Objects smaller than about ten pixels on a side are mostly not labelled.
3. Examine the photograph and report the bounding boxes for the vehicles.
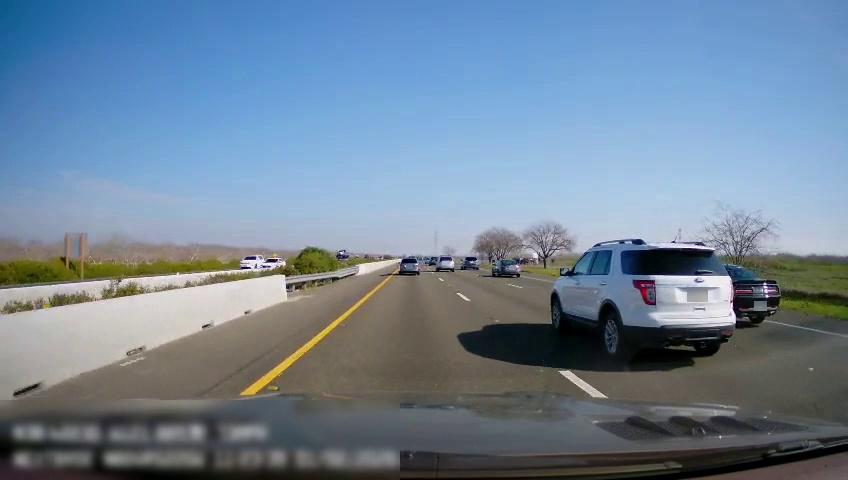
[460,255,480,271]
[434,255,455,273]
[239,254,265,269]
[398,258,421,276]
[550,238,736,360]
[261,257,287,269]
[723,264,781,324]
[428,256,439,266]
[490,259,523,278]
